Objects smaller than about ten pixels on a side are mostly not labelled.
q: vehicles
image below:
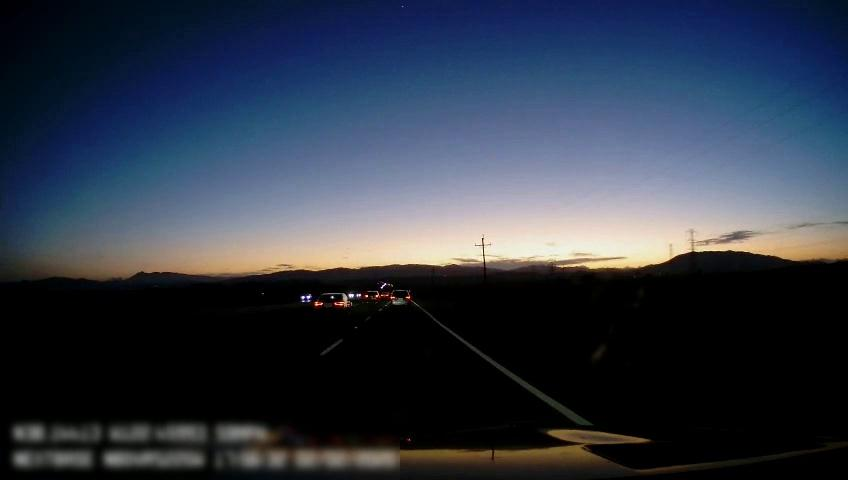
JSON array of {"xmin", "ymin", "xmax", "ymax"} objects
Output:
[
  {"xmin": 348, "ymin": 292, "xmax": 361, "ymax": 300},
  {"xmin": 380, "ymin": 291, "xmax": 391, "ymax": 300},
  {"xmin": 363, "ymin": 290, "xmax": 381, "ymax": 304},
  {"xmin": 390, "ymin": 289, "xmax": 412, "ymax": 310},
  {"xmin": 299, "ymin": 292, "xmax": 313, "ymax": 302},
  {"xmin": 313, "ymin": 292, "xmax": 353, "ymax": 318}
]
